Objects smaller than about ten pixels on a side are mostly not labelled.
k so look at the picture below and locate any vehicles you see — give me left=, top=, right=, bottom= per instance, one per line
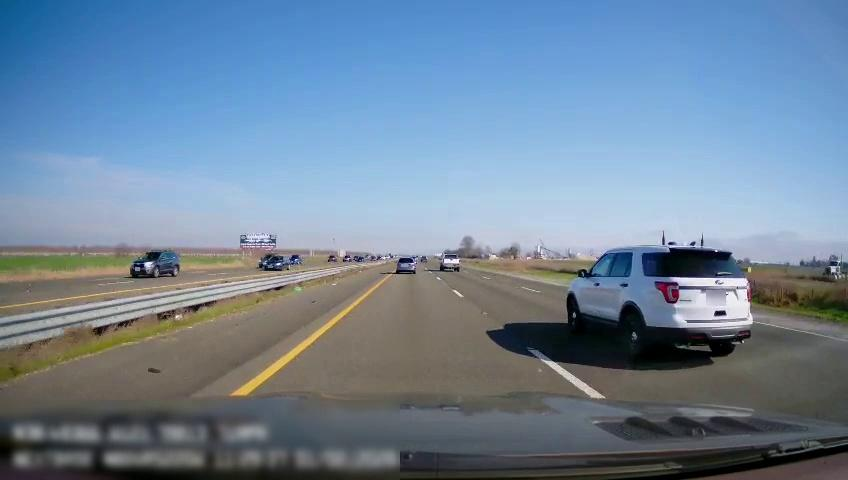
left=289, top=255, right=303, bottom=265
left=258, top=254, right=273, bottom=268
left=327, top=255, right=337, bottom=263
left=438, top=254, right=460, bottom=272
left=343, top=255, right=352, bottom=262
left=565, top=245, right=752, bottom=363
left=395, top=257, right=416, bottom=275
left=263, top=256, right=292, bottom=272
left=129, top=250, right=181, bottom=279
